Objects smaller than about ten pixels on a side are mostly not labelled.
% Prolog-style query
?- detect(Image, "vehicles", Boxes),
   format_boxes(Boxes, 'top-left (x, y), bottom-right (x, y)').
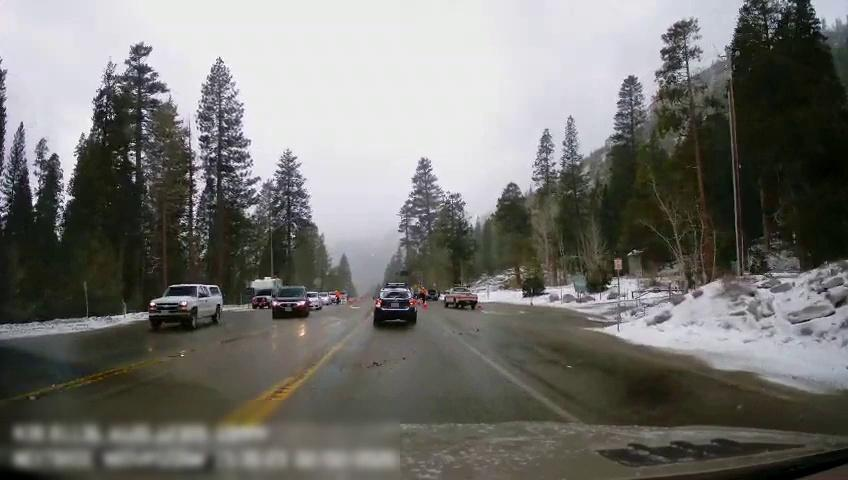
top-left (424, 288), bottom-right (439, 302)
top-left (327, 291), bottom-right (340, 303)
top-left (336, 290), bottom-right (350, 301)
top-left (249, 276), bottom-right (282, 310)
top-left (148, 284), bottom-right (224, 330)
top-left (372, 281), bottom-right (417, 327)
top-left (302, 291), bottom-right (323, 311)
top-left (271, 285), bottom-right (310, 319)
top-left (317, 291), bottom-right (333, 306)
top-left (443, 287), bottom-right (479, 310)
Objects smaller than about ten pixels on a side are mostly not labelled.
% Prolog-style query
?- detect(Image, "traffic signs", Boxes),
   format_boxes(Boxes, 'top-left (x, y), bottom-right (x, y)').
top-left (613, 258), bottom-right (623, 271)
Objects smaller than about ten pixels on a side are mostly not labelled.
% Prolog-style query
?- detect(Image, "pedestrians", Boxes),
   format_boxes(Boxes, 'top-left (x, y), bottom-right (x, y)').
top-left (420, 286), bottom-right (427, 305)
top-left (334, 289), bottom-right (341, 305)
top-left (436, 288), bottom-right (442, 300)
